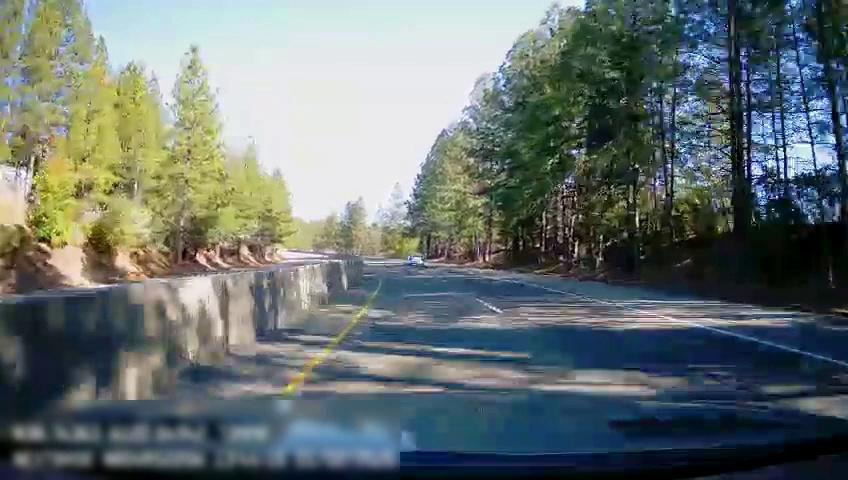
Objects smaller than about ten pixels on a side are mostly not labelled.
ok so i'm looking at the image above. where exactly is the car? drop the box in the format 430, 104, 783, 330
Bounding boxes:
407, 255, 424, 267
